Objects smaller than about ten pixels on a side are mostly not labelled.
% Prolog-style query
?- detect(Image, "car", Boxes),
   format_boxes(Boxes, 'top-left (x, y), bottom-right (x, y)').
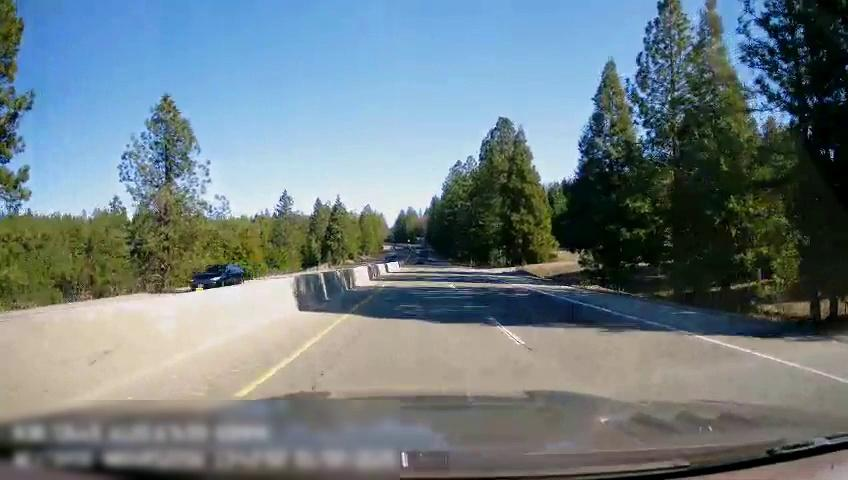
top-left (190, 263), bottom-right (246, 293)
